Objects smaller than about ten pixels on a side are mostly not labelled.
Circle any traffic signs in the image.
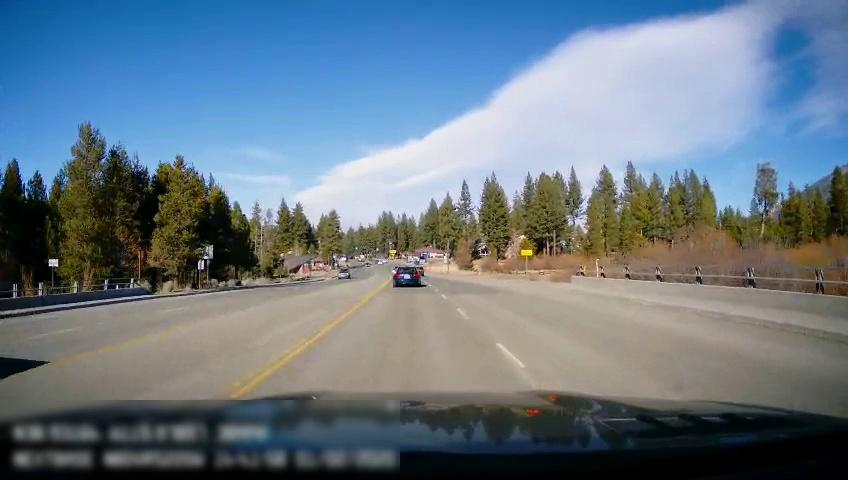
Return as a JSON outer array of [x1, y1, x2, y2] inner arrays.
[[520, 249, 533, 256]]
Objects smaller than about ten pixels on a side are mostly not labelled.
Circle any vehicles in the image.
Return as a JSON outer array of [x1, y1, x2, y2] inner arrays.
[[338, 269, 351, 279], [393, 264, 421, 287], [418, 267, 425, 277]]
